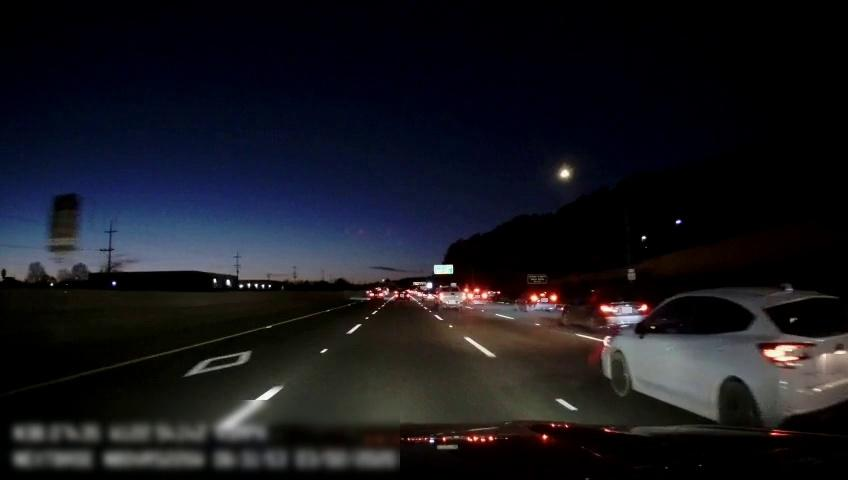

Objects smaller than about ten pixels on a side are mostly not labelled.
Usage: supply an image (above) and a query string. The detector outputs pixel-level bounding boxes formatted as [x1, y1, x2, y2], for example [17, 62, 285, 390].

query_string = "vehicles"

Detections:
[395, 291, 410, 302]
[513, 287, 557, 313]
[369, 288, 386, 303]
[432, 285, 464, 312]
[481, 289, 498, 303]
[560, 289, 650, 331]
[420, 287, 435, 301]
[467, 288, 488, 305]
[600, 285, 848, 431]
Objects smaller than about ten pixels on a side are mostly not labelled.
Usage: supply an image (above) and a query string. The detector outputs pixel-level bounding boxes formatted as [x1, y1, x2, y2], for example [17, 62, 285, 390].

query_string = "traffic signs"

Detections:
[433, 265, 454, 275]
[526, 272, 548, 285]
